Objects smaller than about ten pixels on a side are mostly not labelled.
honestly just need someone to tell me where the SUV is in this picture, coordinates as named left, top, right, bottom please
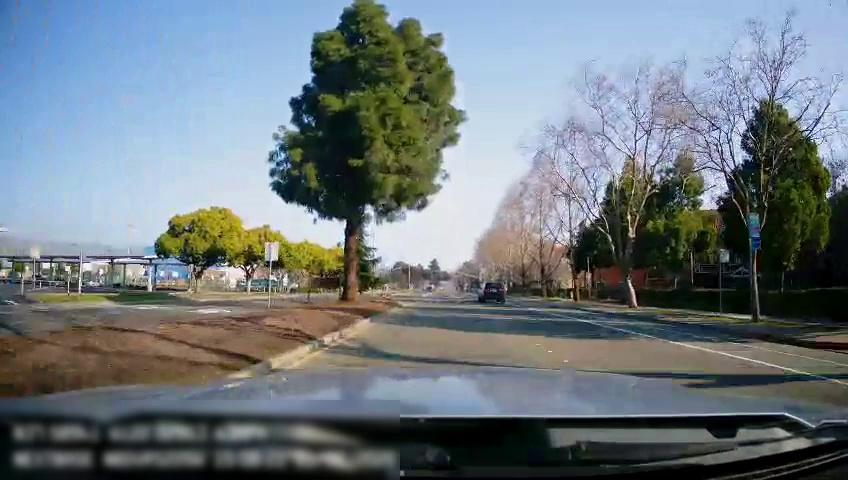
left=476, top=280, right=506, bottom=305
